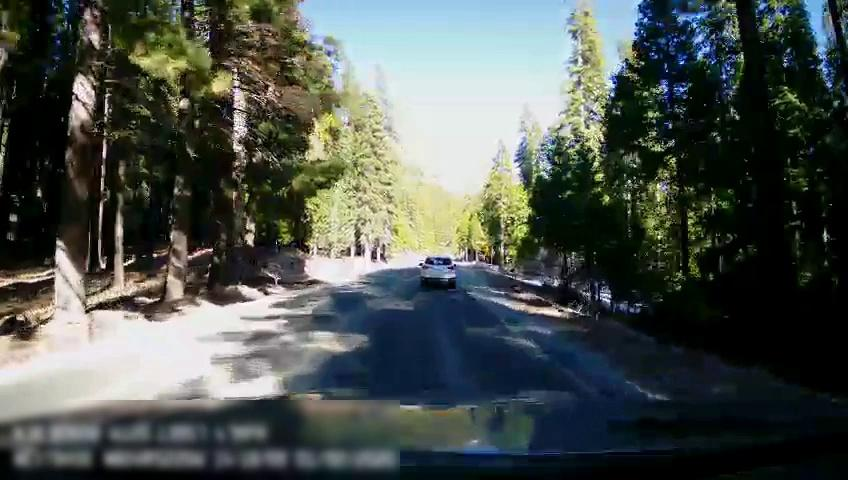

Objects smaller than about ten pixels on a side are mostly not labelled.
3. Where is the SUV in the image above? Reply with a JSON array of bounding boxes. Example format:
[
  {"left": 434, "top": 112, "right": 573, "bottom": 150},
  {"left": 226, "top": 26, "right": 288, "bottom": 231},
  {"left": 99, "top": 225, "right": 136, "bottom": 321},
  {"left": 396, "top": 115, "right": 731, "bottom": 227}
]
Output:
[{"left": 417, "top": 255, "right": 457, "bottom": 290}]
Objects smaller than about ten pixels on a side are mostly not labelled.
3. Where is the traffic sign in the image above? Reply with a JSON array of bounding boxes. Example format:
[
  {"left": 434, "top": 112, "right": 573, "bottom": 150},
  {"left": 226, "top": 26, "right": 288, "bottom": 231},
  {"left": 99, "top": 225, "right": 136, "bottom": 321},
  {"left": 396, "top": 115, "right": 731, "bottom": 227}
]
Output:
[{"left": 440, "top": 239, "right": 455, "bottom": 249}]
